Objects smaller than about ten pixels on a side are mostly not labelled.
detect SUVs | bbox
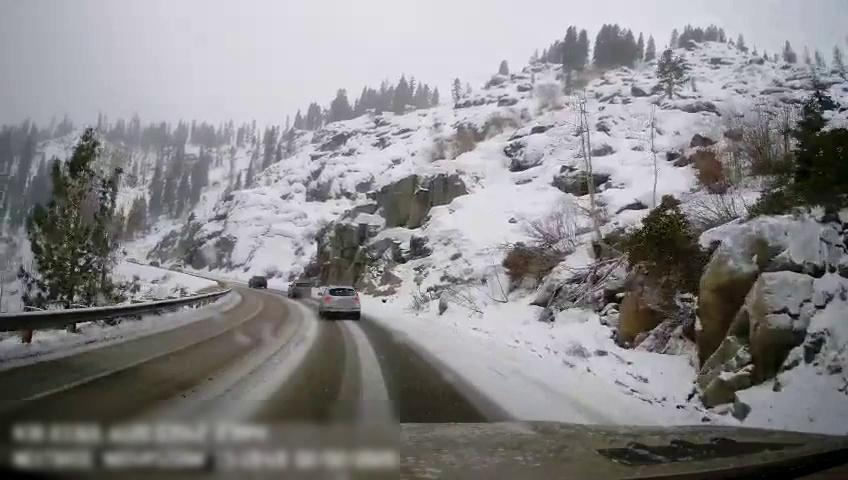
[317,286,361,319]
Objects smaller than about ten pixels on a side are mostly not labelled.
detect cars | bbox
[287,281,312,299]
[248,275,268,289]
